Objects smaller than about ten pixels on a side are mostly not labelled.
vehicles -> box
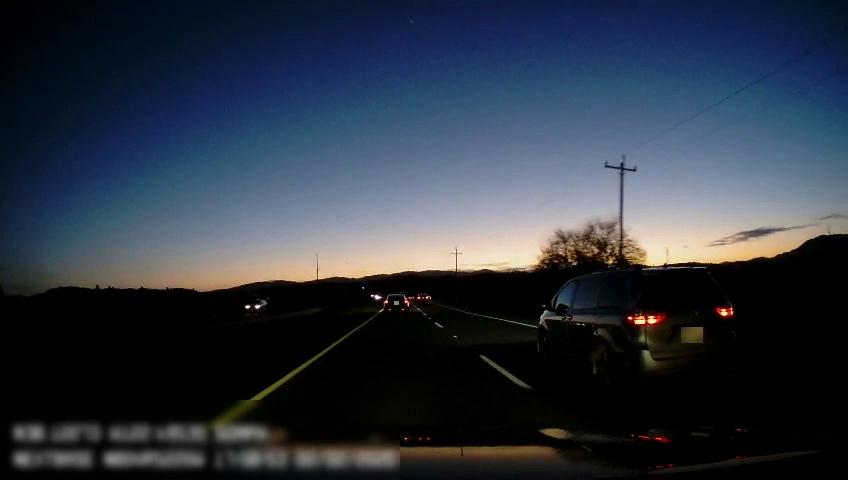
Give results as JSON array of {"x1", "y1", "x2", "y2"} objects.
[
  {"x1": 244, "y1": 298, "x2": 269, "y2": 312},
  {"x1": 536, "y1": 266, "x2": 739, "y2": 392},
  {"x1": 416, "y1": 293, "x2": 430, "y2": 305},
  {"x1": 383, "y1": 293, "x2": 410, "y2": 315}
]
